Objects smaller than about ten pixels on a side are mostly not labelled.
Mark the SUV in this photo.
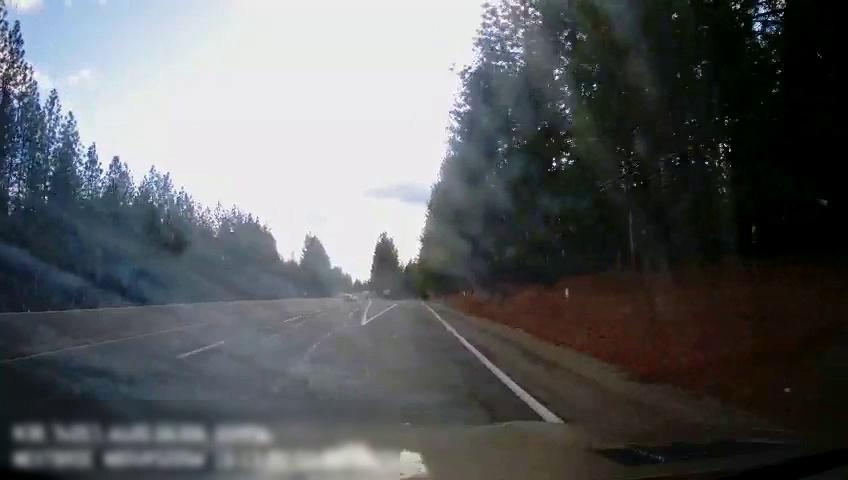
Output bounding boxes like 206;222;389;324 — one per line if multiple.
342;291;354;302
